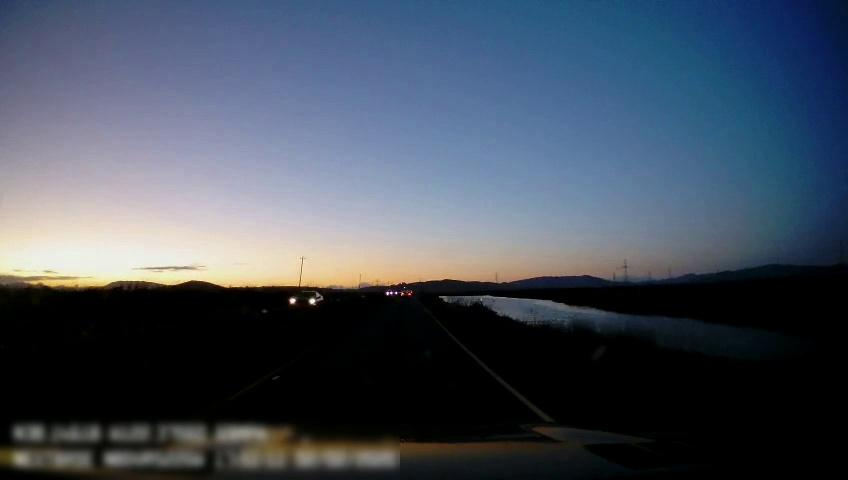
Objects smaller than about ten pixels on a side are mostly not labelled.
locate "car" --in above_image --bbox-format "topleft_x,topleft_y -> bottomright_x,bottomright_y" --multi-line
287,291 -> 325,309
